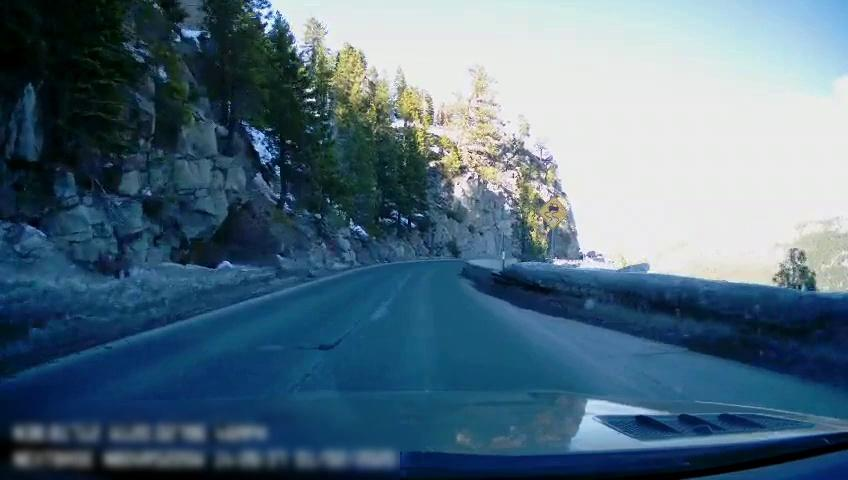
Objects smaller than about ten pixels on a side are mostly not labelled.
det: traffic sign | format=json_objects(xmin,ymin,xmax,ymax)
[{"xmin": 536, "ymin": 196, "xmax": 569, "ymax": 233}]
